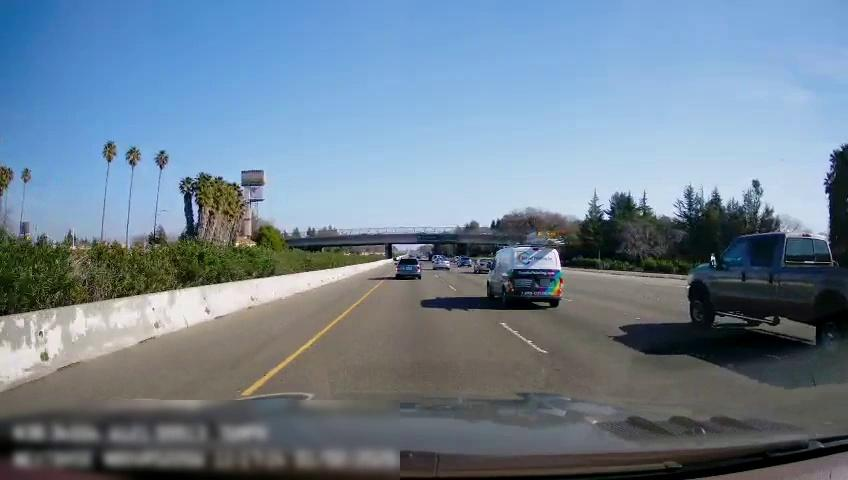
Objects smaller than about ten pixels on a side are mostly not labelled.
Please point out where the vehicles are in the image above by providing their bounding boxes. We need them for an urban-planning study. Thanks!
[432,257,451,271]
[472,257,489,275]
[459,257,472,267]
[484,245,564,309]
[394,256,423,279]
[685,231,848,362]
